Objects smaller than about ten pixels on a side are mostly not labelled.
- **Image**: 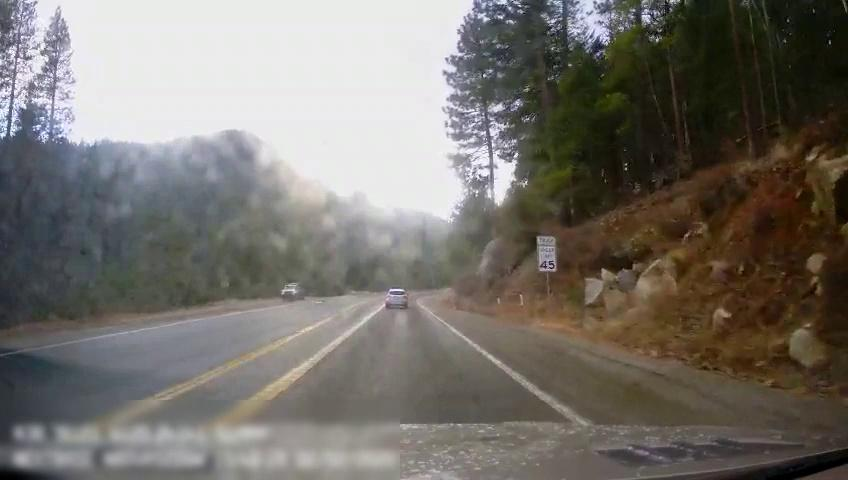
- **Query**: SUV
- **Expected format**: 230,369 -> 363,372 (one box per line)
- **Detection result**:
385,288 -> 409,308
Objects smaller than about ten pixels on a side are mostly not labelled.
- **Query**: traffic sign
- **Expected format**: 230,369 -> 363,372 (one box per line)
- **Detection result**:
536,235 -> 557,273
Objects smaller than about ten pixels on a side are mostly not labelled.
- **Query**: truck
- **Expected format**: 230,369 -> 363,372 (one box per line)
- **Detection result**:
280,282 -> 305,301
